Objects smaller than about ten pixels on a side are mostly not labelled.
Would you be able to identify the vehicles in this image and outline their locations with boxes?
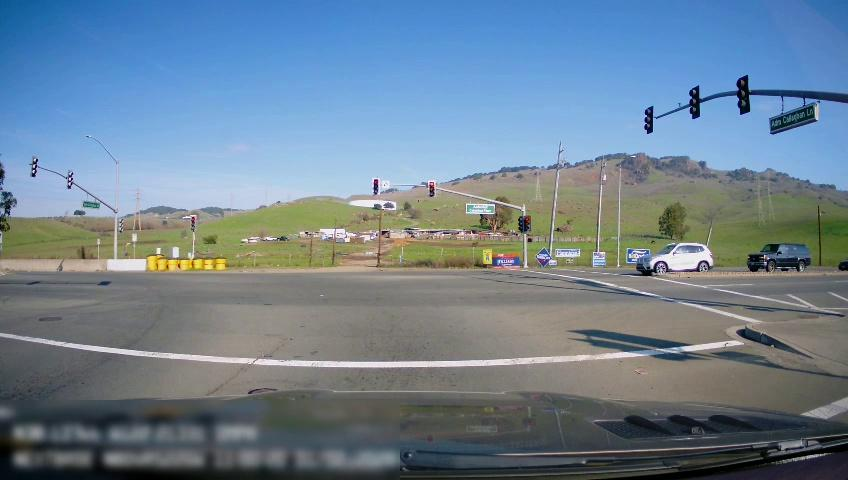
[838,261,848,272]
[746,243,812,273]
[636,242,714,276]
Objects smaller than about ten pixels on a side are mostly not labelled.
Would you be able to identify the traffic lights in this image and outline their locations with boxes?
[66,168,75,190]
[117,215,125,233]
[643,104,655,135]
[735,74,751,115]
[517,215,525,232]
[371,176,382,196]
[189,214,198,232]
[687,84,702,120]
[30,156,40,178]
[523,214,533,232]
[426,178,437,197]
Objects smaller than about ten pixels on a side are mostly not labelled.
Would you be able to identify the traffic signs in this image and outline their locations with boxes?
[81,199,101,209]
[768,100,821,135]
[464,201,497,216]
